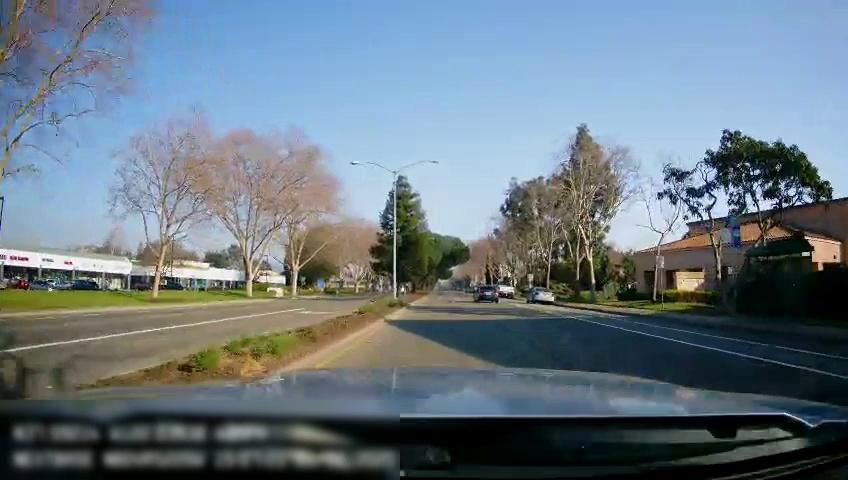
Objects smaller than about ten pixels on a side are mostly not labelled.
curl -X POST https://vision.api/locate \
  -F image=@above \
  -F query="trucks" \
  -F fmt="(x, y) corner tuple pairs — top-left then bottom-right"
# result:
(494, 282), (516, 300)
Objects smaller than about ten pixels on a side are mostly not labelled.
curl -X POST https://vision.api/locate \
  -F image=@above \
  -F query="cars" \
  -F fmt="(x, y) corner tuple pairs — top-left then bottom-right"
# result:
(472, 285), (500, 304)
(526, 286), (555, 306)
